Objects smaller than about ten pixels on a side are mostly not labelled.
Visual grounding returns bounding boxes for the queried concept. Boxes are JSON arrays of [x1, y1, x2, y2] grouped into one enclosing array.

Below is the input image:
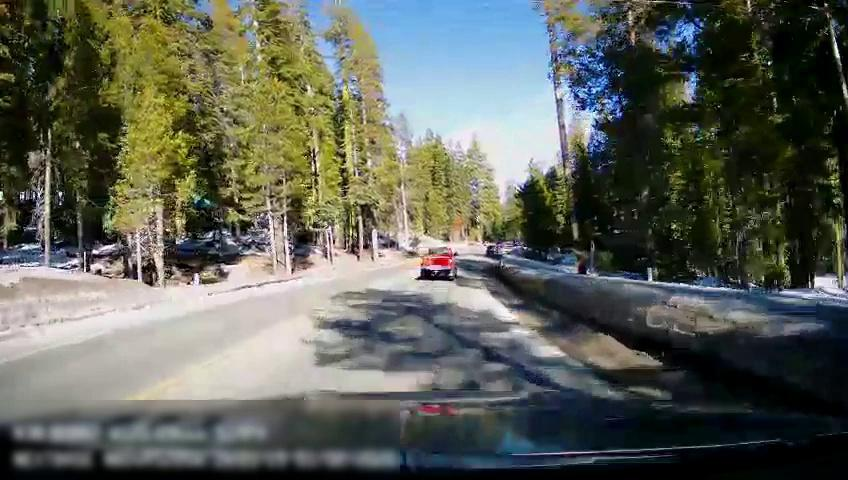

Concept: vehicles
[[485, 245, 499, 256], [419, 245, 459, 280]]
